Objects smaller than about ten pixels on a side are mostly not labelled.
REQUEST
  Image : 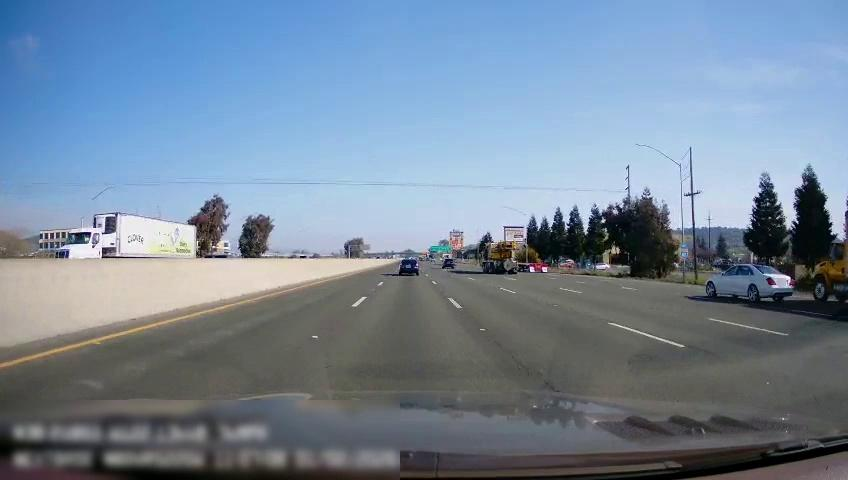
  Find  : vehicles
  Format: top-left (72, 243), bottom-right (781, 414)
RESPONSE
top-left (480, 240), bottom-right (519, 274)
top-left (704, 263), bottom-right (794, 305)
top-left (399, 259), bottom-right (419, 275)
top-left (53, 212), bottom-right (197, 260)
top-left (441, 259), bottom-right (455, 269)
top-left (515, 262), bottom-right (550, 274)
top-left (809, 238), bottom-right (848, 304)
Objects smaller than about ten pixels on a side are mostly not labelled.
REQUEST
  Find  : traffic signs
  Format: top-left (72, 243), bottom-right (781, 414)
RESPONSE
top-left (359, 243), bottom-right (371, 251)
top-left (430, 245), bottom-right (452, 253)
